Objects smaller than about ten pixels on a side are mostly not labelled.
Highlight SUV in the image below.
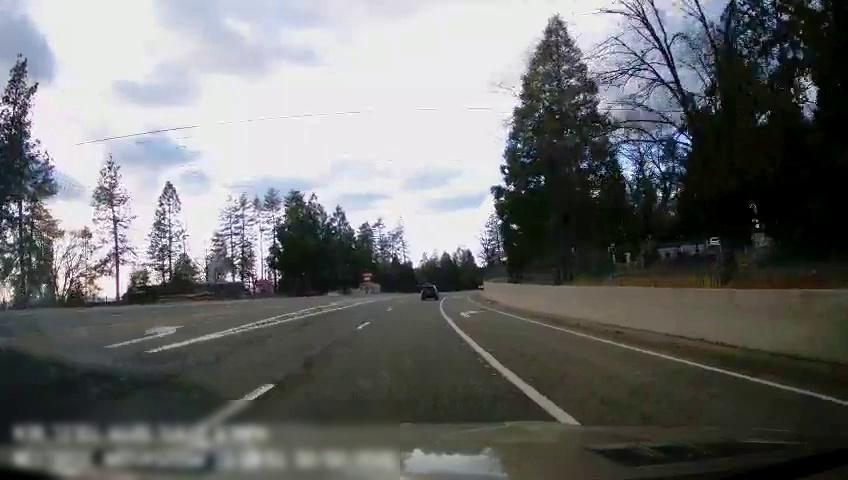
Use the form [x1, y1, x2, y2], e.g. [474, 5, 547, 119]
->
[420, 285, 438, 301]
